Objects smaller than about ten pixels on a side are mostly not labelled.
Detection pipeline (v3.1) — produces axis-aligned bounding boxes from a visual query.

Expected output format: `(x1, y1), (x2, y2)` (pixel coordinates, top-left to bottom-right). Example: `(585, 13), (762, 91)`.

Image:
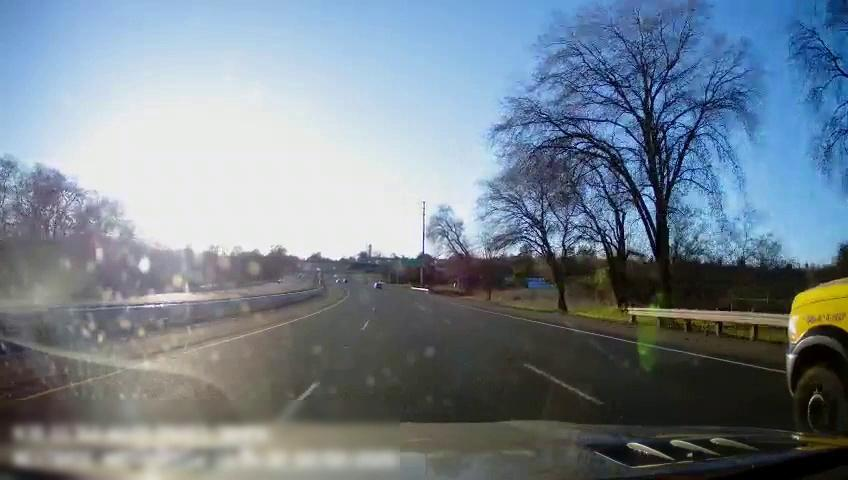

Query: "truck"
(785, 277), (848, 435)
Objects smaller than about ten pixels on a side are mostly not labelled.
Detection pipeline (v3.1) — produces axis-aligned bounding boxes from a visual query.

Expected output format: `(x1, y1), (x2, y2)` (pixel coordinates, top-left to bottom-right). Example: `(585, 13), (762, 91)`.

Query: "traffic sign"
(401, 259), (423, 268)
